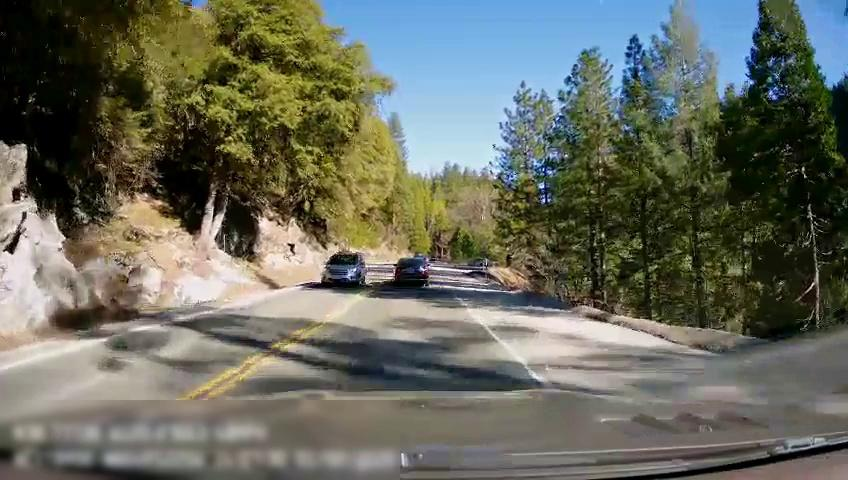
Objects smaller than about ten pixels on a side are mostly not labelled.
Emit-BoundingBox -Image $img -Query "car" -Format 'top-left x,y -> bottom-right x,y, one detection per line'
393,256 -> 432,287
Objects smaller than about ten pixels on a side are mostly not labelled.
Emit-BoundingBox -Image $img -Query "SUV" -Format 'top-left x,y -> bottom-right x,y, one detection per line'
319,252 -> 368,289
